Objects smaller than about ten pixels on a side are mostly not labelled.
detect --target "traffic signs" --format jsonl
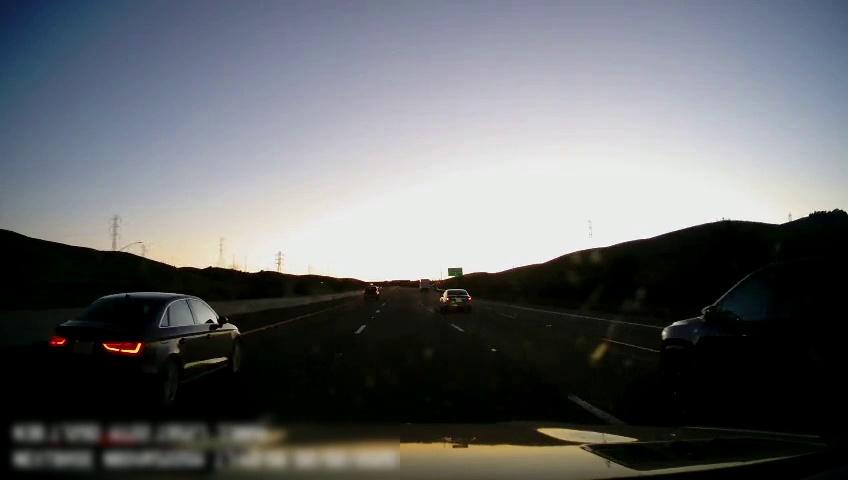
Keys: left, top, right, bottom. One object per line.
{"left": 449, "top": 269, "right": 462, "bottom": 277}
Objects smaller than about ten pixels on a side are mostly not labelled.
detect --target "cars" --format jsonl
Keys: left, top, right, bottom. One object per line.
{"left": 438, "top": 289, "right": 472, "bottom": 312}
{"left": 46, "top": 293, "right": 241, "bottom": 409}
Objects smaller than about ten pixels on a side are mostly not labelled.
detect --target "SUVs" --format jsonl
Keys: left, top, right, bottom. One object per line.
{"left": 658, "top": 257, "right": 848, "bottom": 417}
{"left": 363, "top": 286, "right": 379, "bottom": 301}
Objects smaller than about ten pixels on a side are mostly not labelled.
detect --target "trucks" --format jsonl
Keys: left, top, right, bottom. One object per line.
{"left": 419, "top": 279, "right": 429, "bottom": 292}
